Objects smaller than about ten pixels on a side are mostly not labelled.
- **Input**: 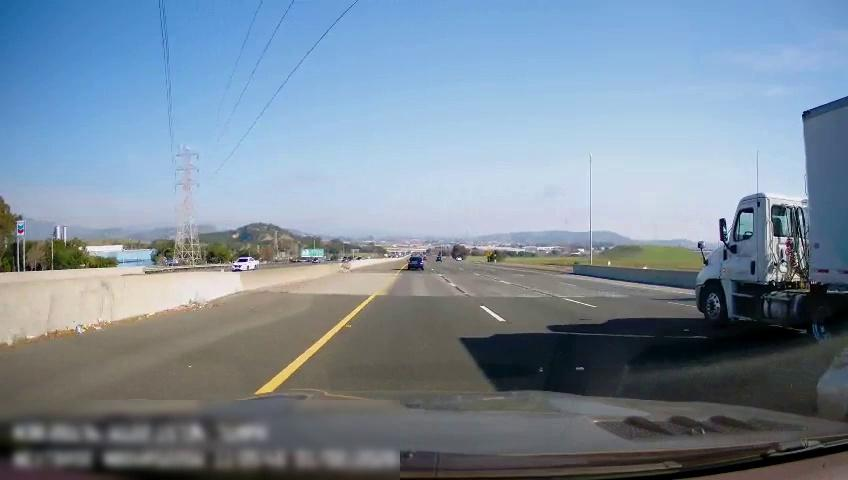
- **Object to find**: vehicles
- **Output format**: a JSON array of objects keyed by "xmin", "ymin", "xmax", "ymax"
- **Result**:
[
  {"xmin": 407, "ymin": 256, "xmax": 425, "ymax": 271},
  {"xmin": 231, "ymin": 256, "xmax": 260, "ymax": 273},
  {"xmin": 694, "ymin": 95, "xmax": 848, "ymax": 347},
  {"xmin": 814, "ymin": 346, "xmax": 848, "ymax": 423}
]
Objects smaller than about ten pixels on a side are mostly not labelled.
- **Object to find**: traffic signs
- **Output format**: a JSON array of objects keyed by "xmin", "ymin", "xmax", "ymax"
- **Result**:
[{"xmin": 300, "ymin": 248, "xmax": 324, "ymax": 258}]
